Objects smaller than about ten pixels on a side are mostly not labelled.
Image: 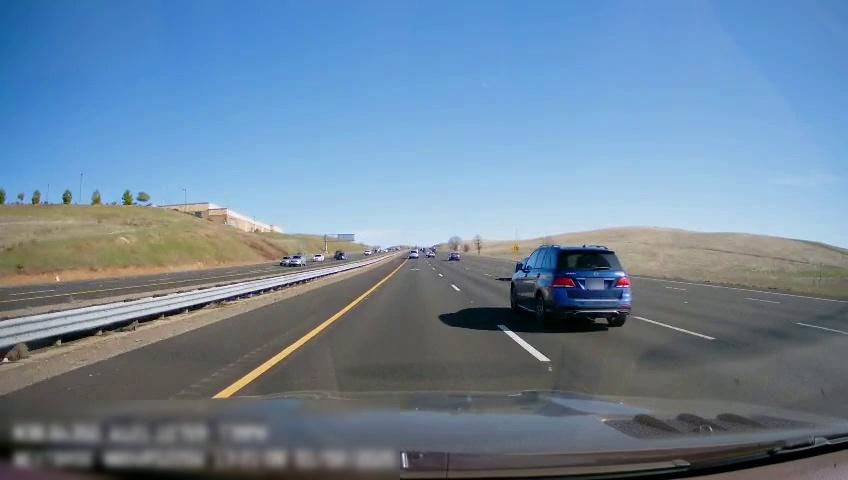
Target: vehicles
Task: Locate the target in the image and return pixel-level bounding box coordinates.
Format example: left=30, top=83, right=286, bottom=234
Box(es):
left=313, top=253, right=325, bottom=262
left=279, top=256, right=291, bottom=266
left=508, top=245, right=632, bottom=328
left=288, top=255, right=306, bottom=266
left=408, top=249, right=418, bottom=259
left=448, top=251, right=460, bottom=261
